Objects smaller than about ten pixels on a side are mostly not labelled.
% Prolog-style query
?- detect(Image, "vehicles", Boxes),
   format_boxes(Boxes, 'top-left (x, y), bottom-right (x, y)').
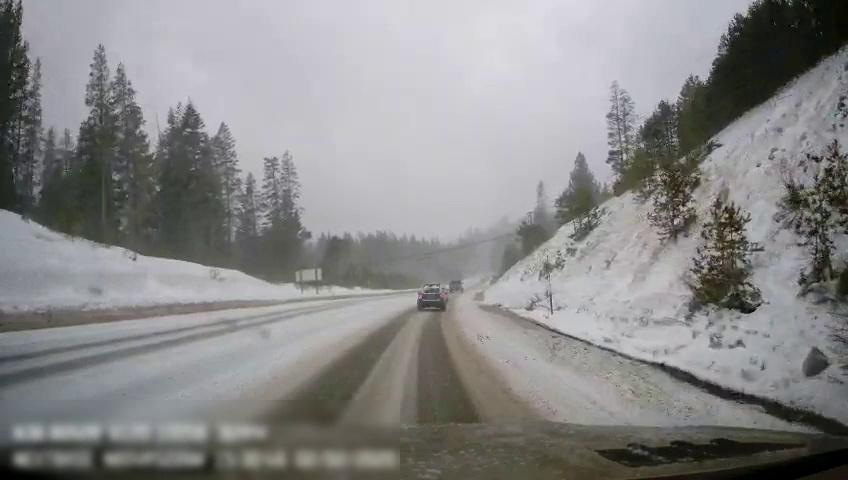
top-left (448, 279), bottom-right (464, 293)
top-left (417, 284), bottom-right (446, 311)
